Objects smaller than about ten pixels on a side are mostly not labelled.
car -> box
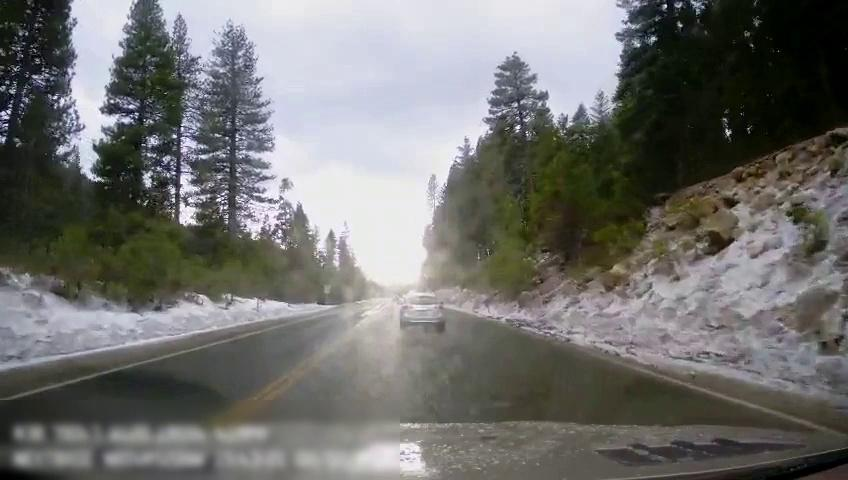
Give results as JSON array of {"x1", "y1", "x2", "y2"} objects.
[{"x1": 399, "y1": 291, "x2": 444, "y2": 330}]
